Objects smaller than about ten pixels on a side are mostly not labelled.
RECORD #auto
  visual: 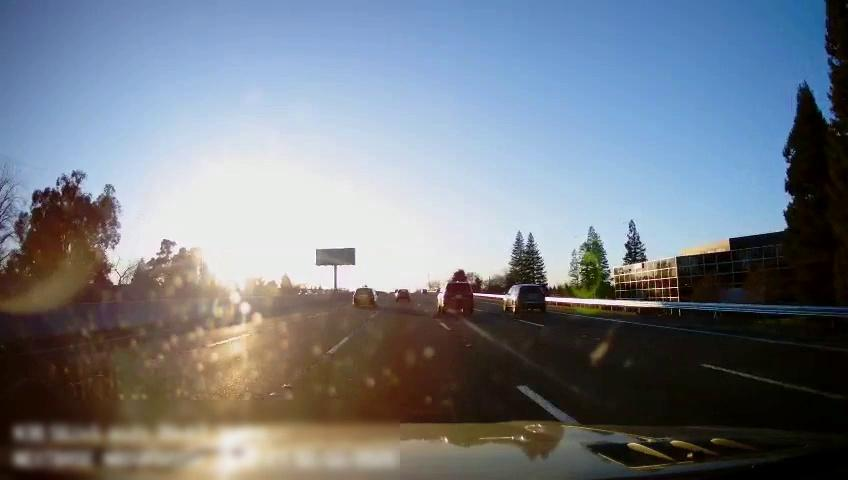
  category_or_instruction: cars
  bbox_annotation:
[395,288,411,302]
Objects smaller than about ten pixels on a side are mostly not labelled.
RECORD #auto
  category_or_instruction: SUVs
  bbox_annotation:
[353,287,379,308]
[502,283,546,314]
[436,281,474,315]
